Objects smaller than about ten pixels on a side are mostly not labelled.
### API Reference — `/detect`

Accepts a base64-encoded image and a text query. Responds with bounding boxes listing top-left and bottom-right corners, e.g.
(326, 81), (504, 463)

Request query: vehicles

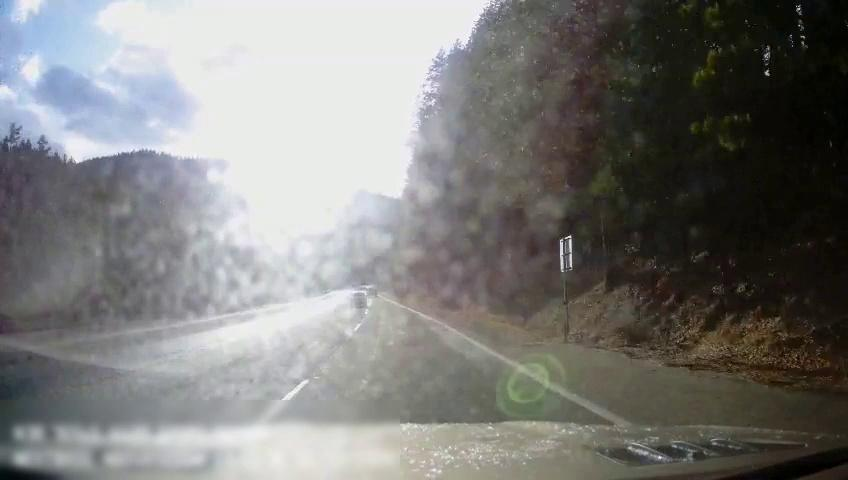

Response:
(349, 290), (368, 309)
(366, 286), (378, 296)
